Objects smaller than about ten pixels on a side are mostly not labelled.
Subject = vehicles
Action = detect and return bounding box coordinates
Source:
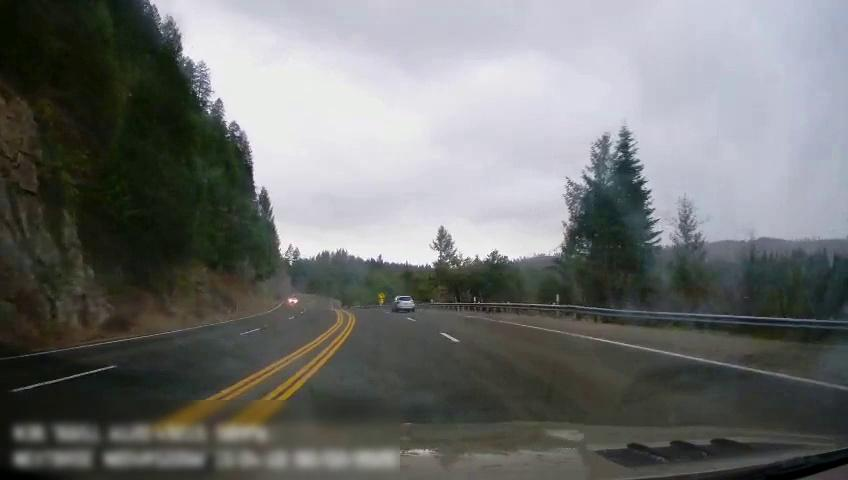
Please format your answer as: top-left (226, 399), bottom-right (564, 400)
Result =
top-left (391, 295), bottom-right (415, 313)
top-left (286, 296), bottom-right (298, 306)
